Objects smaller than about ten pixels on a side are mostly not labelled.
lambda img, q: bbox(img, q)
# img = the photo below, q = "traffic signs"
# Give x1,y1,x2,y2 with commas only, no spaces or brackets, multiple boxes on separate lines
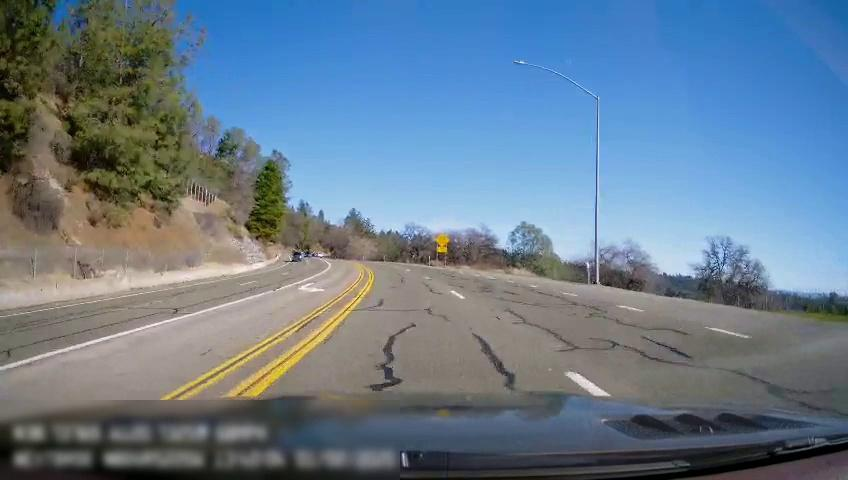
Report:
435,233,449,247
436,246,448,255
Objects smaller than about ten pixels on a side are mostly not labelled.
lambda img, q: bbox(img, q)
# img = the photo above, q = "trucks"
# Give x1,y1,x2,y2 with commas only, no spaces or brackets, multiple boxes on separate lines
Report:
291,251,304,263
